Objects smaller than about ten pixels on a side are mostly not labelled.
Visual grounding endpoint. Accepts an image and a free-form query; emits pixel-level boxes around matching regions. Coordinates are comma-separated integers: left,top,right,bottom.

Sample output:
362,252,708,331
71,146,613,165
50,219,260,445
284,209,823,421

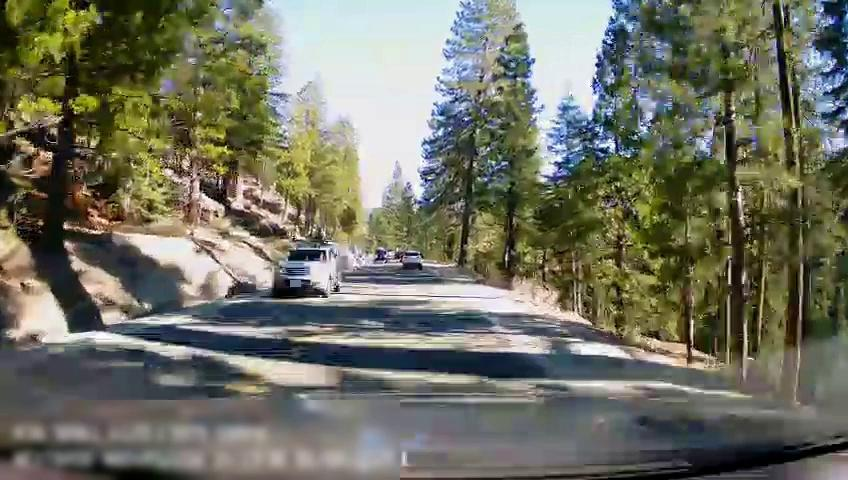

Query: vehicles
373,249,389,264
272,240,344,299
401,250,422,270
